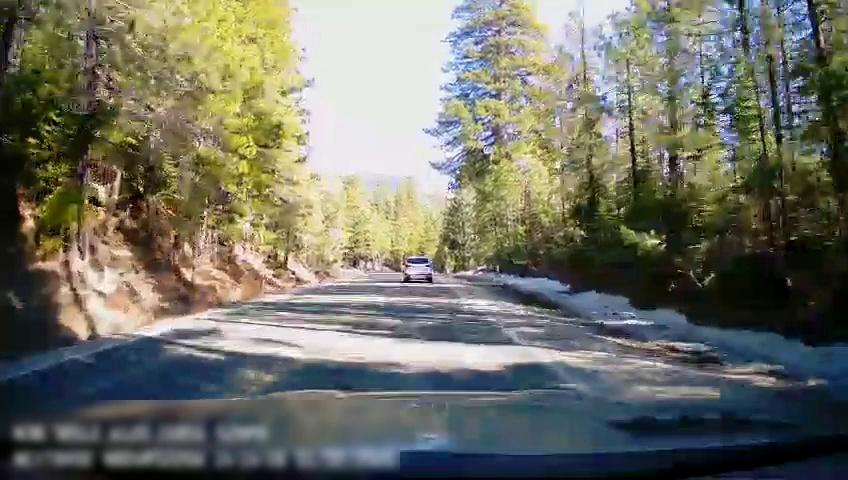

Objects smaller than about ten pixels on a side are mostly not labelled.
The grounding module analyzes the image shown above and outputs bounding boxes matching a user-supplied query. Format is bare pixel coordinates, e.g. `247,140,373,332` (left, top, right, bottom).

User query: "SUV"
404,256,433,284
